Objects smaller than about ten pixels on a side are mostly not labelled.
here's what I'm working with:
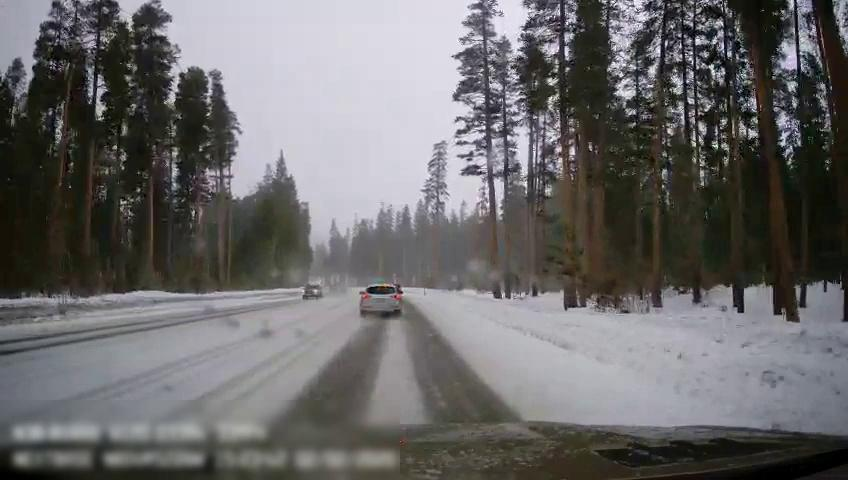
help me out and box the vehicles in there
[358,284,404,318]
[301,284,323,300]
